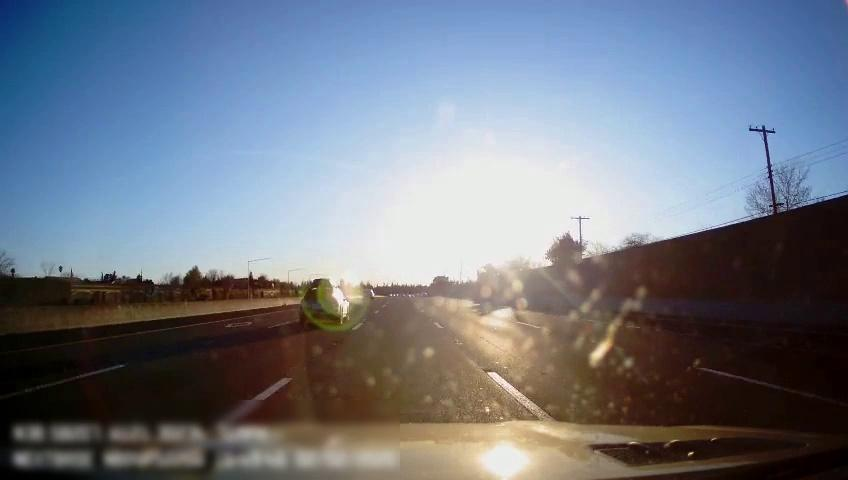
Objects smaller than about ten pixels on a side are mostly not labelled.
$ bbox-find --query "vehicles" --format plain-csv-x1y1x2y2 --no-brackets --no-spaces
297,278,350,327
361,289,373,299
